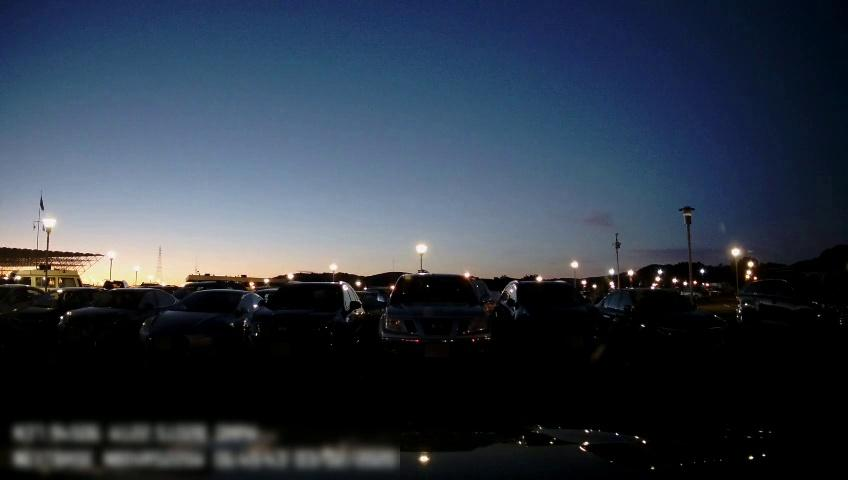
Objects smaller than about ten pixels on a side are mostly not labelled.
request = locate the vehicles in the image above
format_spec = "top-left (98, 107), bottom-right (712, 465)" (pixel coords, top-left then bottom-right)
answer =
top-left (373, 271), bottom-right (503, 381)
top-left (0, 266), bottom-right (82, 294)
top-left (52, 287), bottom-right (179, 355)
top-left (491, 278), bottom-right (614, 366)
top-left (0, 283), bottom-right (47, 323)
top-left (137, 288), bottom-right (266, 365)
top-left (737, 276), bottom-right (848, 345)
top-left (240, 279), bottom-right (372, 373)
top-left (102, 279), bottom-right (129, 290)
top-left (590, 288), bottom-right (738, 371)
top-left (3, 288), bottom-right (109, 337)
